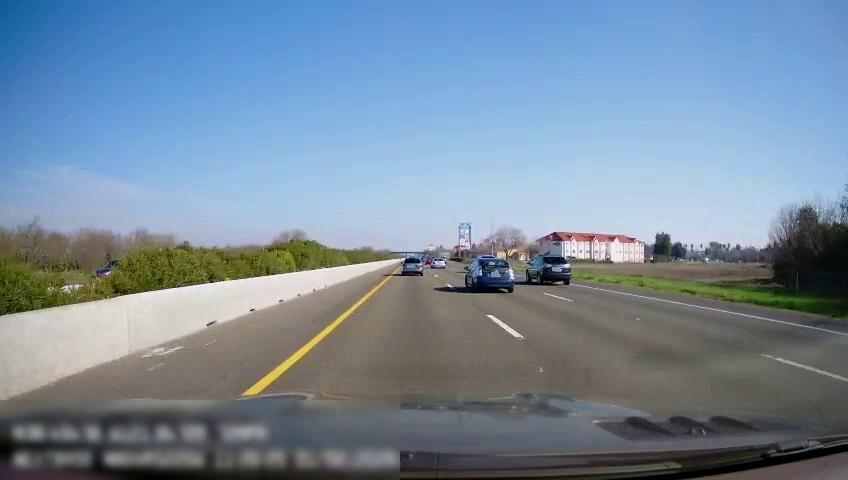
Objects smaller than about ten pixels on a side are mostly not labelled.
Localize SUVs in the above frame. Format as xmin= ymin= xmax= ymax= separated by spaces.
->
xmin=88 ymin=259 xmax=123 ymax=280
xmin=400 ymin=257 xmax=423 ymax=276
xmin=525 ymin=254 xmax=572 ymax=286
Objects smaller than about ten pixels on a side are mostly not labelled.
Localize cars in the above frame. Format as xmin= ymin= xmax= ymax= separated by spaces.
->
xmin=430 ymin=257 xmax=447 ymax=270
xmin=464 ymin=257 xmax=514 ymax=294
